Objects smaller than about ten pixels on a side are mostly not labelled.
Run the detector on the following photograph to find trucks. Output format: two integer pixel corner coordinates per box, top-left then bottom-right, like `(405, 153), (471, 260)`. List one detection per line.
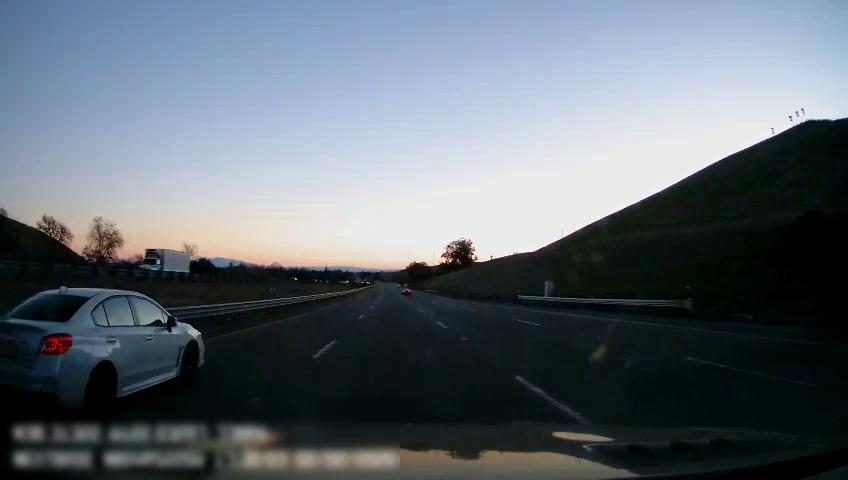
(137, 249), (191, 275)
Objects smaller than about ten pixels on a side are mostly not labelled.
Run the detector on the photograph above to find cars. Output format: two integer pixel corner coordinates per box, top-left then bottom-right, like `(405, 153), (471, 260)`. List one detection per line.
(401, 288), (412, 296)
(0, 287), (206, 423)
